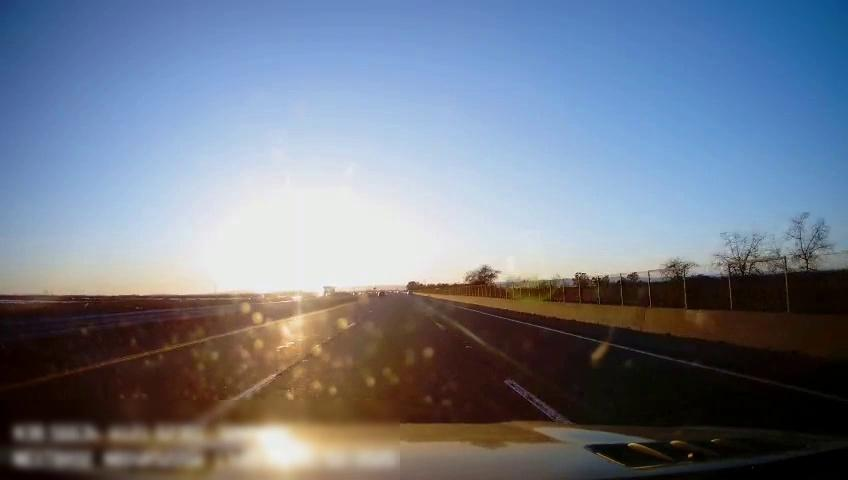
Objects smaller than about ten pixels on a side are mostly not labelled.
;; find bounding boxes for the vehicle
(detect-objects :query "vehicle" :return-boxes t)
[246,294,265,303]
